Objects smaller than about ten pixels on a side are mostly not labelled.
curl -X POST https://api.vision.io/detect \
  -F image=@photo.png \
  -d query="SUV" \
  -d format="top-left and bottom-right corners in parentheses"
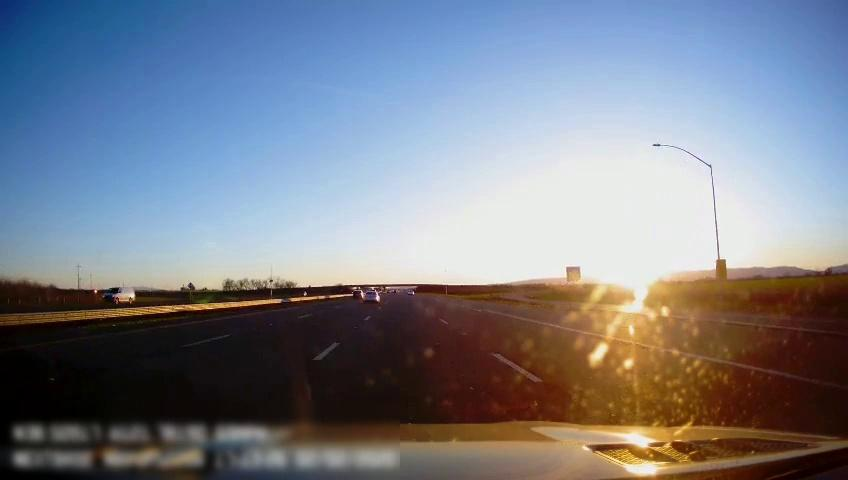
top-left (352, 290), bottom-right (364, 299)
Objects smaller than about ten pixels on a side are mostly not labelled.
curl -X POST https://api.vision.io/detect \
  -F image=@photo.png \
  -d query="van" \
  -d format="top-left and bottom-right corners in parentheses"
top-left (102, 287), bottom-right (136, 305)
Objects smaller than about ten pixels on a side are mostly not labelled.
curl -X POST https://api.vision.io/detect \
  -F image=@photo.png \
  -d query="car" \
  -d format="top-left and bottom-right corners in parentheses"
top-left (363, 290), bottom-right (380, 304)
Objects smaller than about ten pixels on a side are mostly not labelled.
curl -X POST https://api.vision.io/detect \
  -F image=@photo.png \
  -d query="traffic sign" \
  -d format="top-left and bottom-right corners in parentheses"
top-left (566, 267), bottom-right (581, 282)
